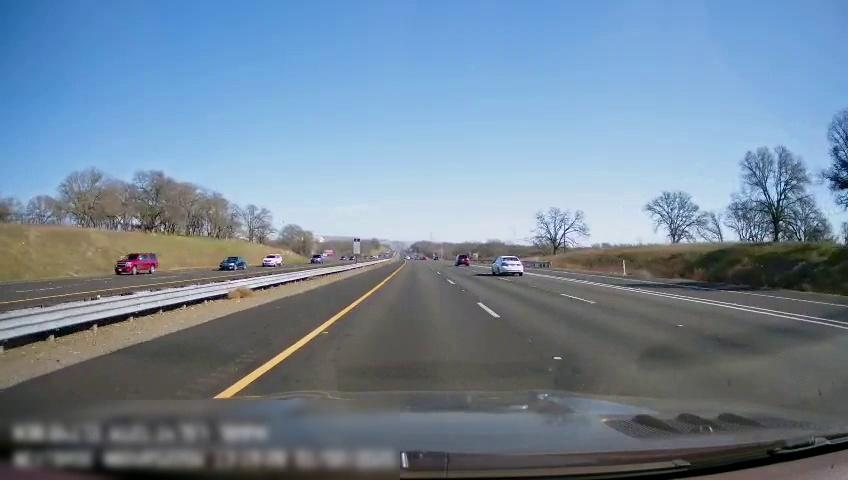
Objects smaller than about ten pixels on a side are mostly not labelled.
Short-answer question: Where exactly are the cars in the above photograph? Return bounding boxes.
[455,253,470,266]
[491,256,523,277]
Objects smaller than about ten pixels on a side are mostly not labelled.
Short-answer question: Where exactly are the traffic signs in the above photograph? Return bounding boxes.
[353,238,361,255]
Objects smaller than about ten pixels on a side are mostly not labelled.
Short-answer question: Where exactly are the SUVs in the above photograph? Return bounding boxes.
[219,256,247,271]
[262,255,283,268]
[114,252,160,276]
[310,254,324,265]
